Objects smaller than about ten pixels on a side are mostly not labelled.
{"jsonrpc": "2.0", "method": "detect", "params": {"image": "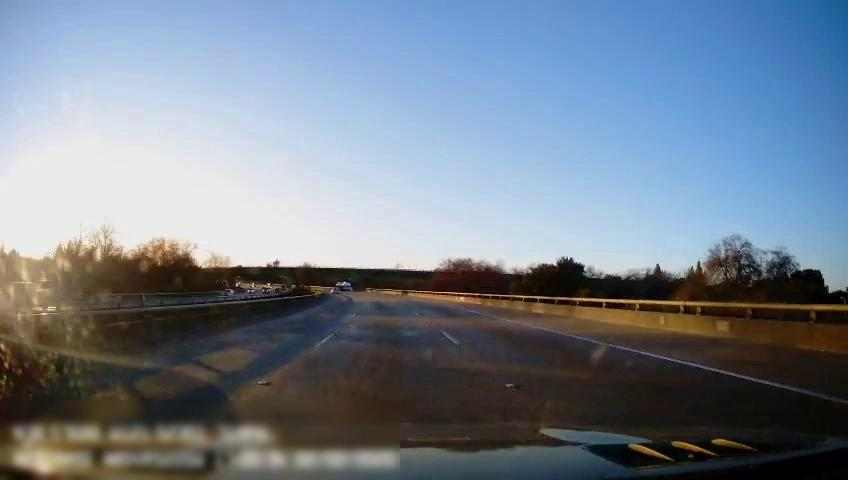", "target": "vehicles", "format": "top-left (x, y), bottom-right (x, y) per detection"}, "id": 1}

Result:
top-left (336, 282), bottom-right (352, 292)
top-left (222, 289), bottom-right (234, 296)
